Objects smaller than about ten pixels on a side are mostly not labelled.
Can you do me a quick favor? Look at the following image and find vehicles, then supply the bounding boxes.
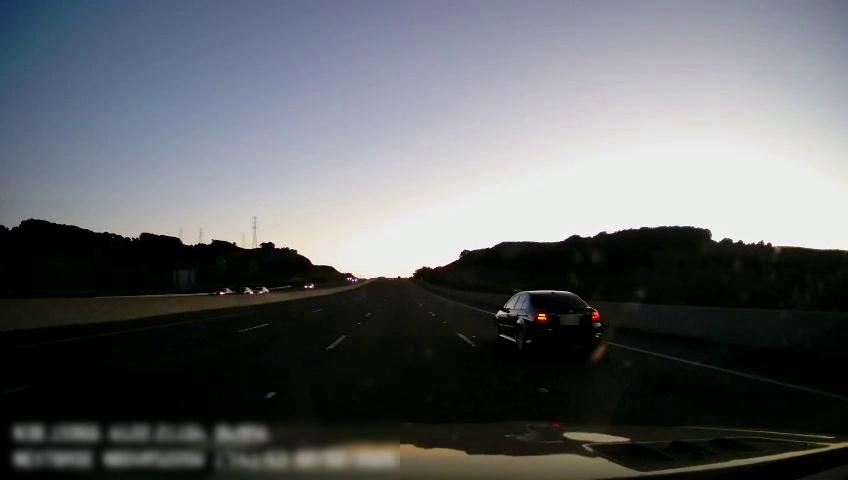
[236,286,254,295]
[209,287,232,296]
[253,286,270,295]
[487,290,604,355]
[303,282,315,289]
